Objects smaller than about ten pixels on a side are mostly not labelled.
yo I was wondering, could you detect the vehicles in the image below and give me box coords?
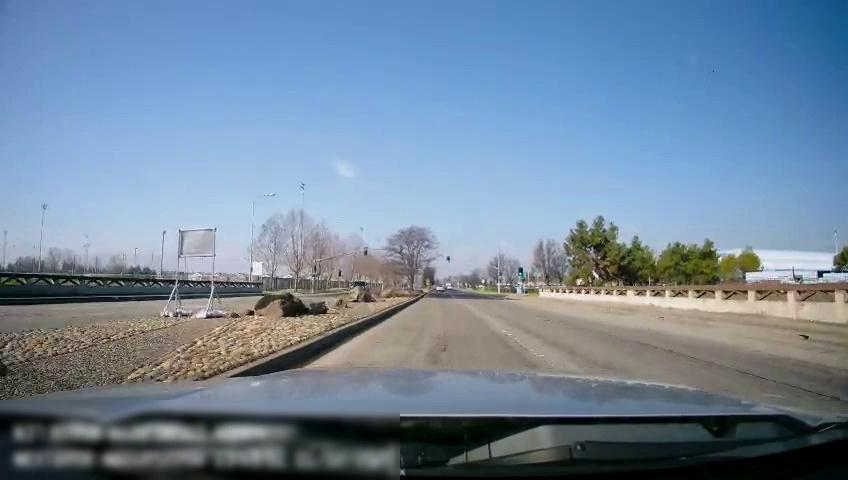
[350,280,370,291]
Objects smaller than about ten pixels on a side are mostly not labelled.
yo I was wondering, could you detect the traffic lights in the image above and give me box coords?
[362,246,368,257]
[517,267,525,280]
